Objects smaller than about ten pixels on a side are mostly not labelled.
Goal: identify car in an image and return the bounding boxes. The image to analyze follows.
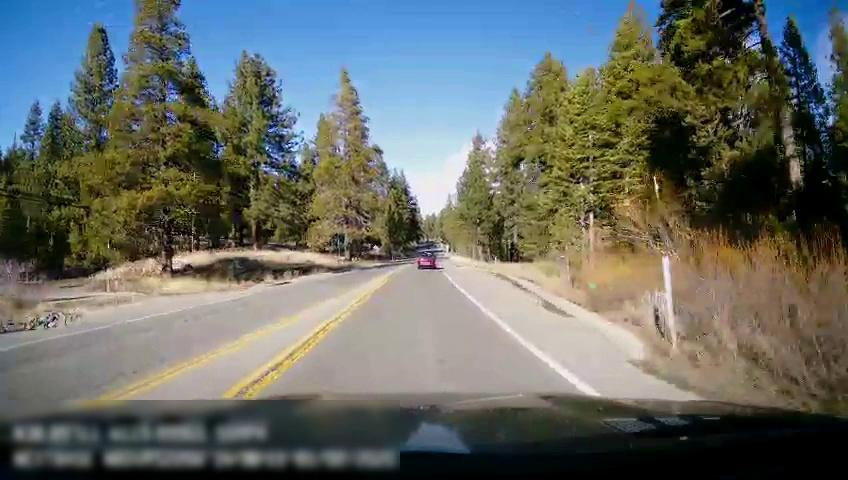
[416,254,435,269]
